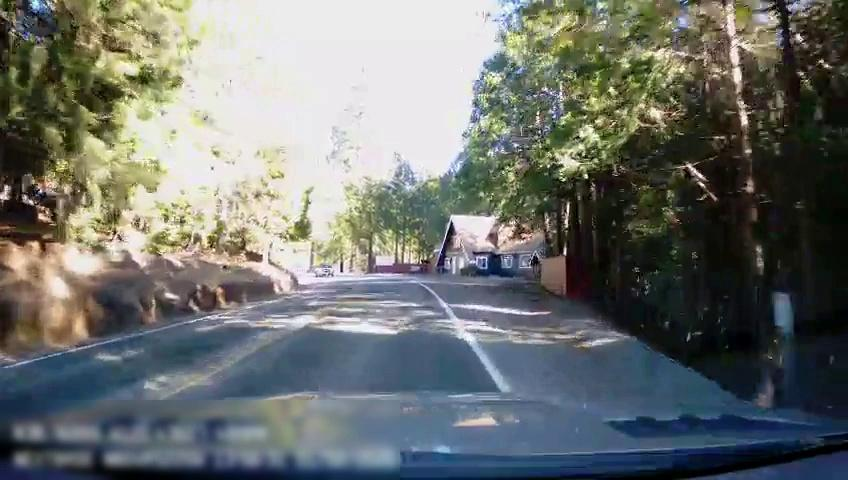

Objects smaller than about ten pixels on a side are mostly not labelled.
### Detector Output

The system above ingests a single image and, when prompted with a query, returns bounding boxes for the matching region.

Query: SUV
[313,265,334,278]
